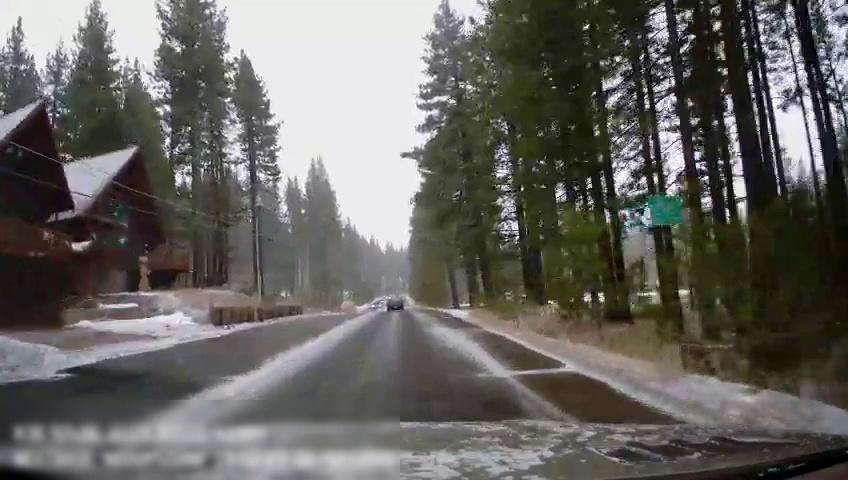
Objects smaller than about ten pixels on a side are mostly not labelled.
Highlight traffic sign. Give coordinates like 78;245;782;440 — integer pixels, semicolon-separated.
649;194;684;225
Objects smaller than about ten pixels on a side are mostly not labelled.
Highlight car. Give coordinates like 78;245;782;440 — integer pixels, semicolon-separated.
387;301;404;313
